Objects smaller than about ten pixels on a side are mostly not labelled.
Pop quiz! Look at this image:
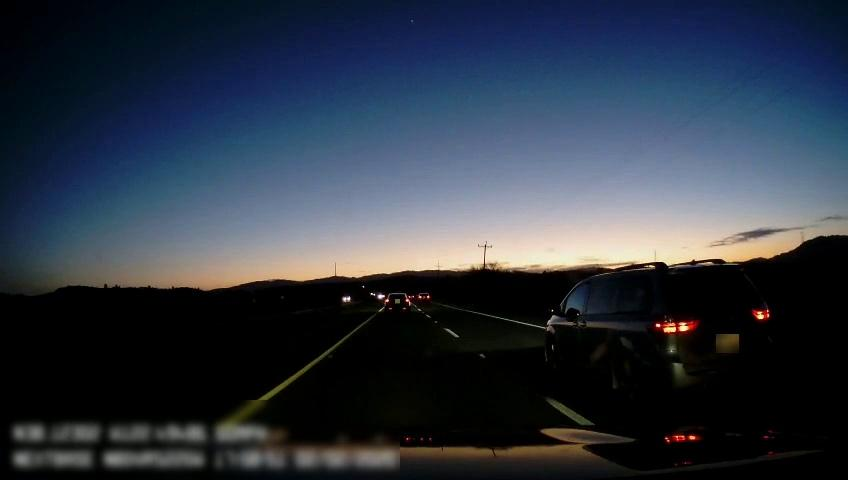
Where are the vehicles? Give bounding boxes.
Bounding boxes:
[341,294,352,304]
[417,292,431,305]
[384,292,411,314]
[543,262,776,418]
